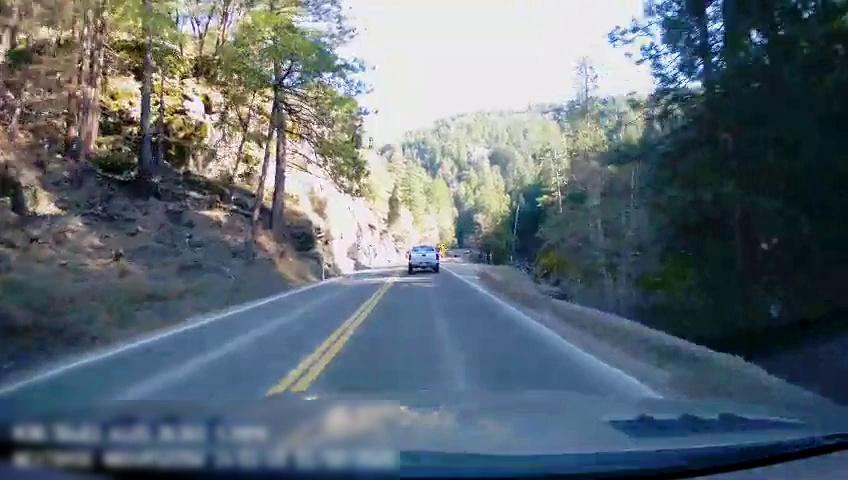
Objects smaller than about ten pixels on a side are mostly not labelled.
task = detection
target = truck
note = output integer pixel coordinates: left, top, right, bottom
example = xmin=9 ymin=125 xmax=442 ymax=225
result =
xmin=406 ymin=244 xmax=440 ymax=273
